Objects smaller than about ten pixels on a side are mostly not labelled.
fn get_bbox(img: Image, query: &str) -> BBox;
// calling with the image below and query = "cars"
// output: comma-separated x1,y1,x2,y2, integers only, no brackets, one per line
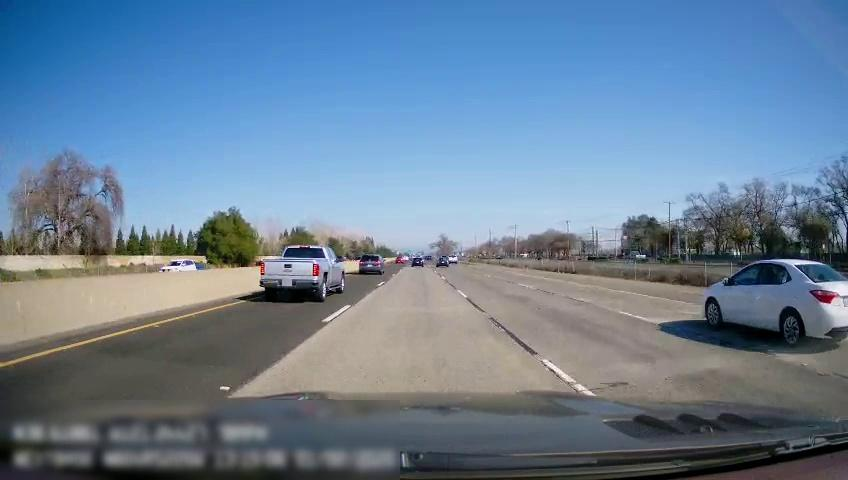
703,258,848,348
435,256,449,268
411,257,424,268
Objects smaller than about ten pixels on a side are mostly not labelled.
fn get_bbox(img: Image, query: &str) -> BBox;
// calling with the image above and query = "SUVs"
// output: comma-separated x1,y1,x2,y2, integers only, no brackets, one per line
158,258,197,273
358,253,386,276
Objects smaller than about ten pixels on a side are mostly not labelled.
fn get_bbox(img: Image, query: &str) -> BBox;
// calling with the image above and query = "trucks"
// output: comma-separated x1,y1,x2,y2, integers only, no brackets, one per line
624,251,646,263
259,244,346,304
